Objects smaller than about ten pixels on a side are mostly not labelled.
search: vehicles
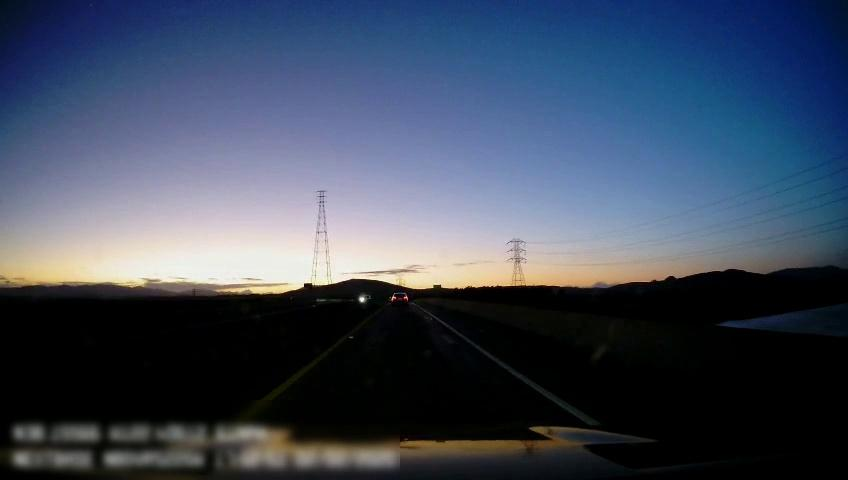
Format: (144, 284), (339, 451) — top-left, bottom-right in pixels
(357, 294), (372, 306)
(390, 292), (409, 307)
